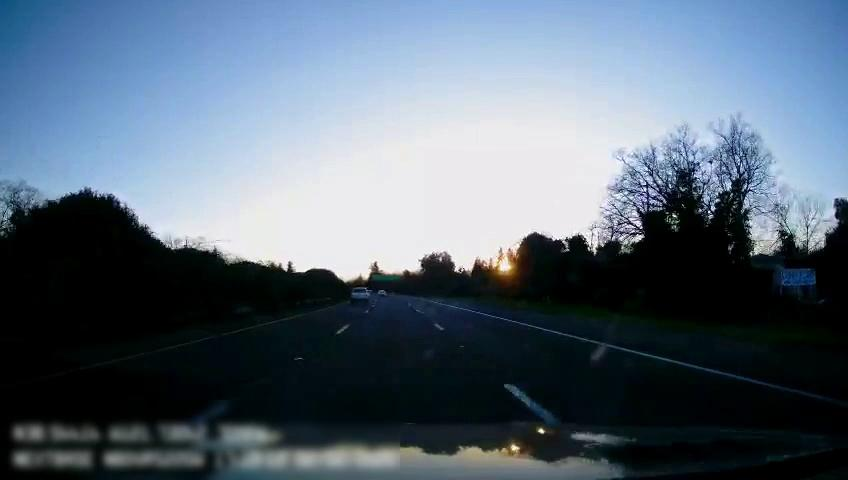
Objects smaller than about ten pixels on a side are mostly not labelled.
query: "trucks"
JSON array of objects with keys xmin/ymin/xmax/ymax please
[{"xmin": 350, "ymin": 287, "xmax": 370, "ymax": 306}]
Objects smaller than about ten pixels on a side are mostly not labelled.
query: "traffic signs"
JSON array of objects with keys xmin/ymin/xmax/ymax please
[
  {"xmin": 374, "ymin": 273, "xmax": 402, "ymax": 284},
  {"xmin": 783, "ymin": 269, "xmax": 815, "ymax": 286}
]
